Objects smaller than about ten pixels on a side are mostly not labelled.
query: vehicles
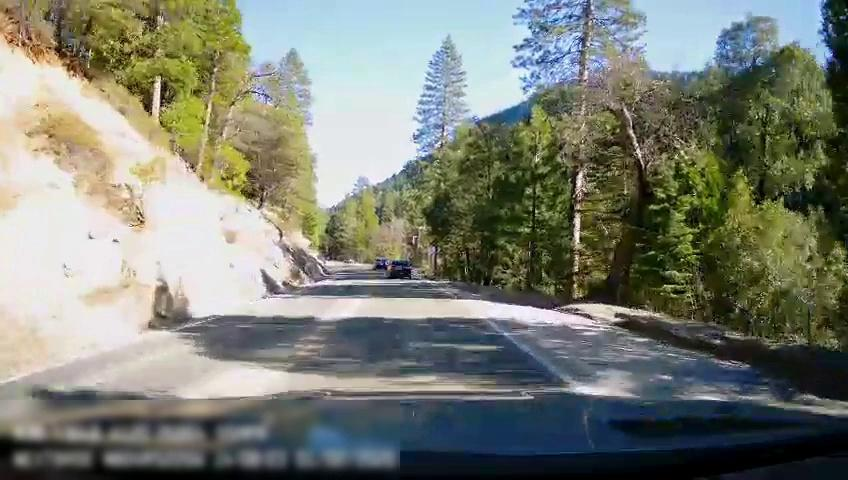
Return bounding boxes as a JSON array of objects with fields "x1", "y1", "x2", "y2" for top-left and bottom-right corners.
[
  {"x1": 385, "y1": 260, "x2": 413, "y2": 280},
  {"x1": 372, "y1": 257, "x2": 388, "y2": 271}
]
